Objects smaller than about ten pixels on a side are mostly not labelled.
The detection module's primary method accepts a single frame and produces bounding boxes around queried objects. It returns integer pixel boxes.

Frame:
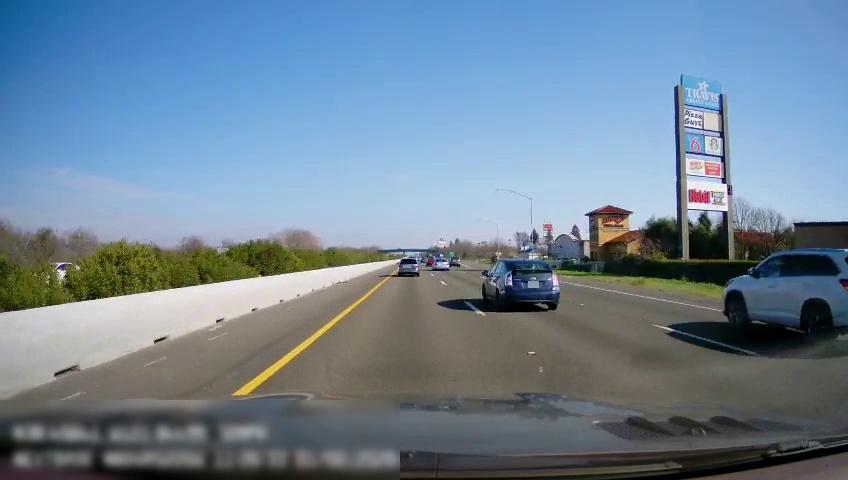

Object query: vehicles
[446,255,460,269]
[431,258,450,272]
[720,247,848,349]
[480,257,561,314]
[30,262,81,285]
[397,257,420,276]
[423,258,433,266]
